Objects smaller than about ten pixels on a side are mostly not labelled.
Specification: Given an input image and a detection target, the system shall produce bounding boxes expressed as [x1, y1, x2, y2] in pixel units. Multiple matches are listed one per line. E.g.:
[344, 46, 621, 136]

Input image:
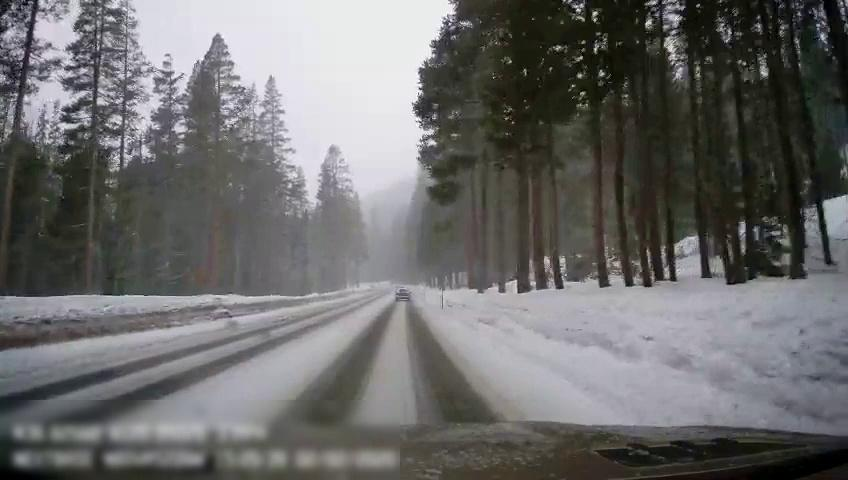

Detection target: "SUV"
[394, 286, 412, 302]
